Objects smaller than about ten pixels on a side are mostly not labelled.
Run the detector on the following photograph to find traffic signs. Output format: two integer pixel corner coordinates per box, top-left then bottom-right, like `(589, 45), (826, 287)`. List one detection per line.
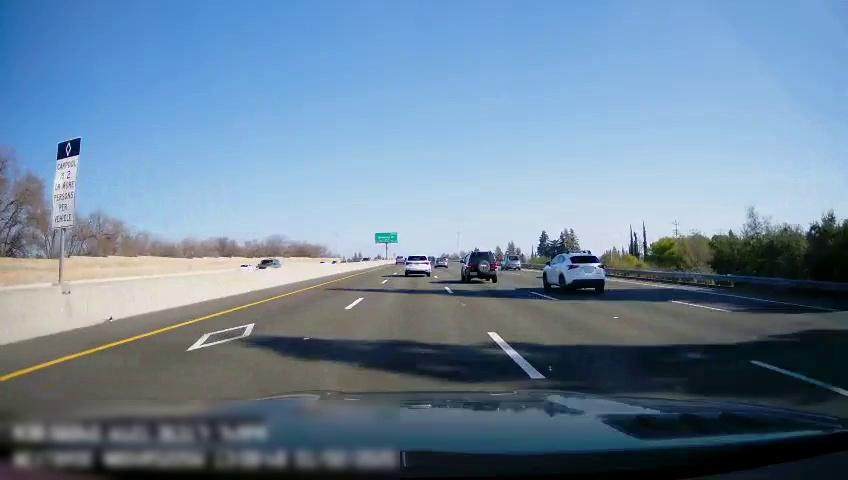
(374, 231), (400, 245)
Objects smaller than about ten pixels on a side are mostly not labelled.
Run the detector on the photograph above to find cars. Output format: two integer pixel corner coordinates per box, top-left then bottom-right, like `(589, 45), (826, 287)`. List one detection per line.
(434, 257), (449, 269)
(501, 254), (523, 271)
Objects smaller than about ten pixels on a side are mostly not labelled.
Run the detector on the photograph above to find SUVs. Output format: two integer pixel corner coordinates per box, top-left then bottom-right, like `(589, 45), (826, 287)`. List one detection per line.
(542, 253), (606, 297)
(404, 254), (432, 277)
(257, 259), (281, 269)
(459, 251), (499, 285)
